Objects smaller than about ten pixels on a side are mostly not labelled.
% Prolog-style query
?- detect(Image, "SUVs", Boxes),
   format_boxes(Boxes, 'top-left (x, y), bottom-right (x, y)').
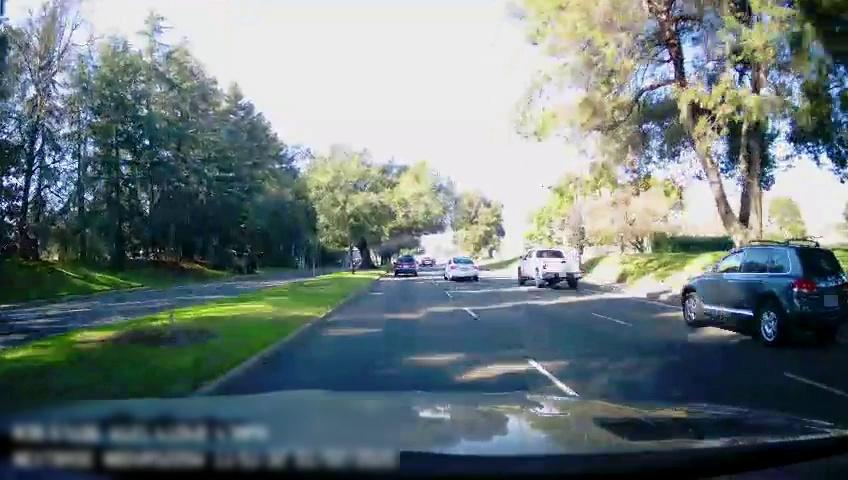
top-left (393, 256), bottom-right (417, 277)
top-left (677, 244), bottom-right (848, 348)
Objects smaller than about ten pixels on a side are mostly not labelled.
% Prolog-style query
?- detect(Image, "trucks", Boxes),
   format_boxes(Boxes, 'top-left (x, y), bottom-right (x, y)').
top-left (516, 247), bottom-right (579, 289)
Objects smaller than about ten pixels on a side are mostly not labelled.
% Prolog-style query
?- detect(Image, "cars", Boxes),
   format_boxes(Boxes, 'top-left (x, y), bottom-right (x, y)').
top-left (443, 254), bottom-right (480, 282)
